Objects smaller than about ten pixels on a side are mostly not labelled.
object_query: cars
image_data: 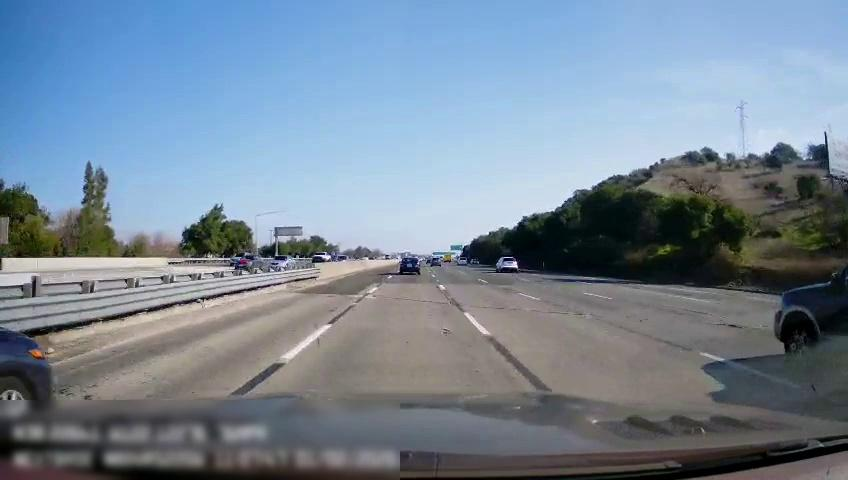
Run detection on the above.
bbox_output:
[234,253,265,272]
[268,254,297,273]
[329,255,350,263]
[0,325,54,422]
[228,252,247,267]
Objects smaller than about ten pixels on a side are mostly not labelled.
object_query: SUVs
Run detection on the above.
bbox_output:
[399,258,421,275]
[430,258,442,268]
[771,265,848,366]
[496,256,520,273]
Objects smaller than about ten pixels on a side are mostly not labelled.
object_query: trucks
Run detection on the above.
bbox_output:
[311,250,333,264]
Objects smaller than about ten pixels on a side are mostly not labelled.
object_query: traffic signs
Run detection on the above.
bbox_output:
[274,226,303,236]
[0,218,10,245]
[431,251,456,256]
[450,244,463,251]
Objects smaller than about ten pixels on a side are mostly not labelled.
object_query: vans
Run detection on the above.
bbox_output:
[455,255,467,266]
